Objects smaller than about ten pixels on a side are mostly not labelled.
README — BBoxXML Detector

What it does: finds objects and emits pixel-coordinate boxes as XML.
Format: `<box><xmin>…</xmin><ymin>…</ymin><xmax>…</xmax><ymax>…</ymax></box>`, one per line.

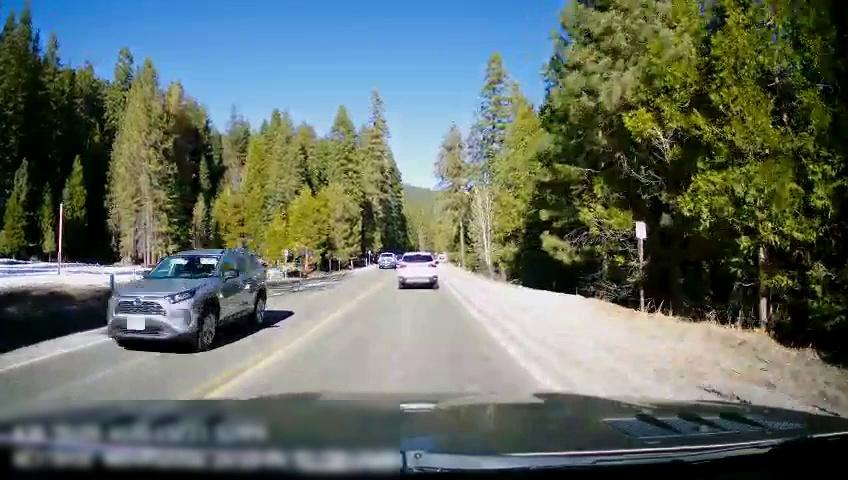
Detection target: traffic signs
<box><xmin>635</xmin><ymin>220</ymin><xmax>647</xmax><ymax>241</ymax></box>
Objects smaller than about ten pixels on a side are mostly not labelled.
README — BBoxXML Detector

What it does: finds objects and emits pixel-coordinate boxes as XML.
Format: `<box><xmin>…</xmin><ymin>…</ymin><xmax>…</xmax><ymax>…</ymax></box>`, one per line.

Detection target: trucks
<box><xmin>376</xmin><ymin>252</ymin><xmax>398</xmax><ymax>270</ymax></box>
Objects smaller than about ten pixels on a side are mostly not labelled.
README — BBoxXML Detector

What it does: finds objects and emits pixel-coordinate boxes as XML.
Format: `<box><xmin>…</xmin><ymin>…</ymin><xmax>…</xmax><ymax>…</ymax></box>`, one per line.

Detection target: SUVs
<box><xmin>106</xmin><ymin>247</ymin><xmax>269</xmax><ymax>353</ymax></box>
<box><xmin>398</xmin><ymin>251</ymin><xmax>440</xmax><ymax>290</ymax></box>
